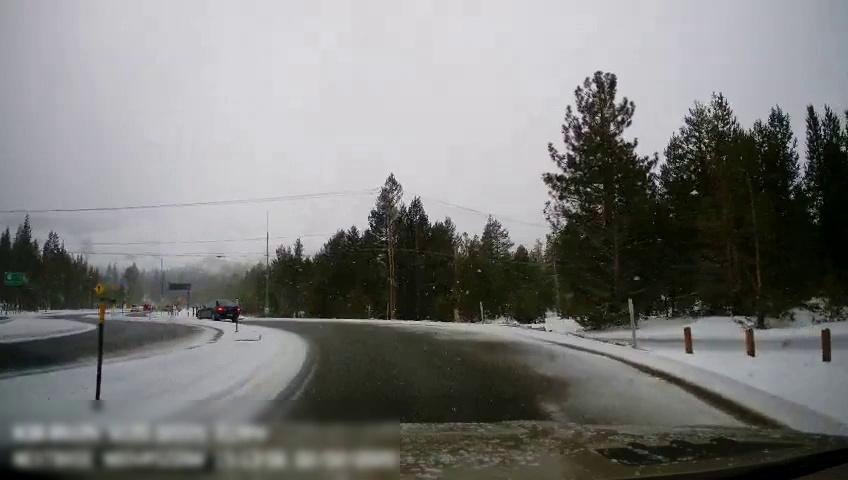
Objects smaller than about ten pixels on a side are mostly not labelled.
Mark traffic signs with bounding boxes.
[3,271,26,287]
[94,284,105,296]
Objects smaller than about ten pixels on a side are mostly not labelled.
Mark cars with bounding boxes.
[195,299,240,322]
